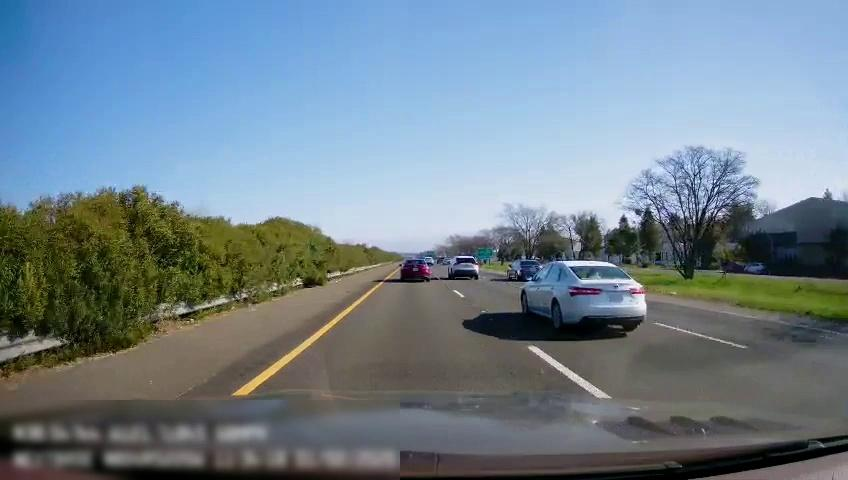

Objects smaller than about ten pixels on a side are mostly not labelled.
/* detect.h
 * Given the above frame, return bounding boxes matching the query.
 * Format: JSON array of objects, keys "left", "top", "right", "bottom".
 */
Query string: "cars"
[
  {"left": 520, "top": 260, "right": 647, "bottom": 332},
  {"left": 506, "top": 258, "right": 540, "bottom": 280},
  {"left": 397, "top": 258, "right": 431, "bottom": 282}
]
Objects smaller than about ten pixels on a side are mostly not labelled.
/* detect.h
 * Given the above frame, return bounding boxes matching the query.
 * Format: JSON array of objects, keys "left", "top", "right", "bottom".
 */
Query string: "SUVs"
[
  {"left": 446, "top": 256, "right": 479, "bottom": 280},
  {"left": 744, "top": 262, "right": 769, "bottom": 274}
]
